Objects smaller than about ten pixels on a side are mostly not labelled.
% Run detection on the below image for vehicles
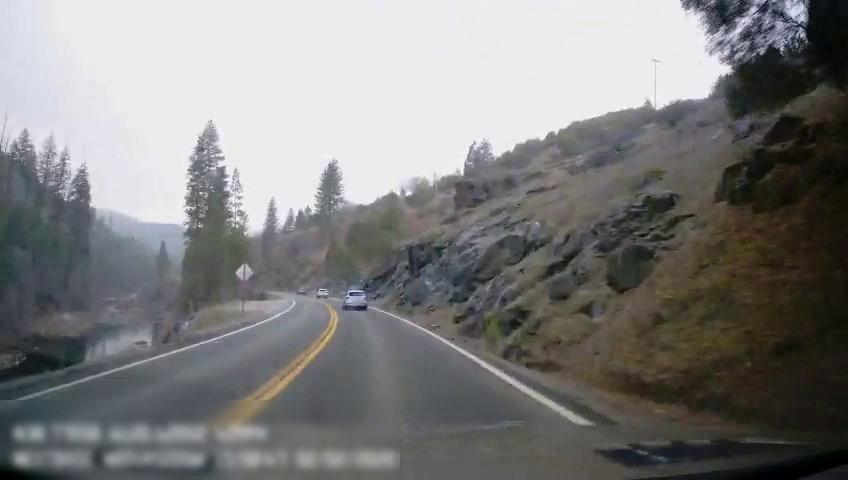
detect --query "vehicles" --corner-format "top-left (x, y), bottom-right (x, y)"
top-left (316, 288), bottom-right (329, 299)
top-left (296, 287), bottom-right (307, 296)
top-left (342, 289), bottom-right (367, 310)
